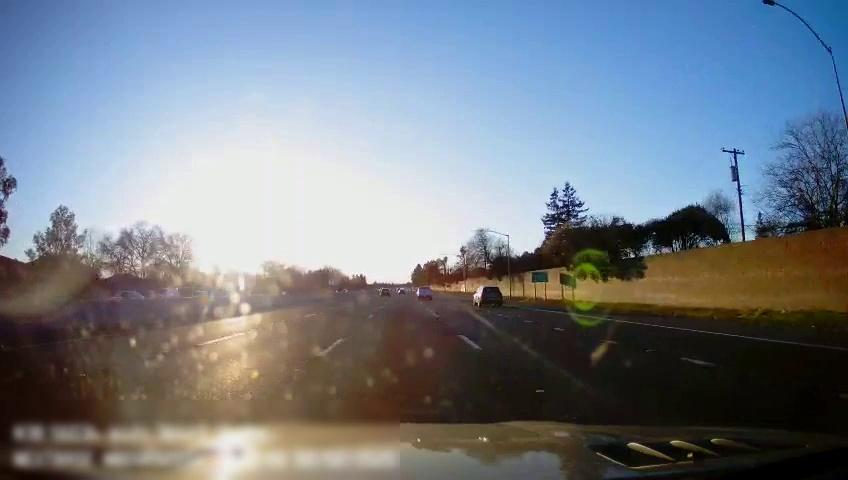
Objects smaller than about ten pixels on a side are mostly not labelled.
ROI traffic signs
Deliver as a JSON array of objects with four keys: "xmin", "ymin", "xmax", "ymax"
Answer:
[{"xmin": 531, "ymin": 271, "xmax": 548, "ymax": 283}]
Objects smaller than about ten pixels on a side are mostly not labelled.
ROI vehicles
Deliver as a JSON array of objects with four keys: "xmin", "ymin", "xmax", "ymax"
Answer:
[
  {"xmin": 107, "ymin": 290, "xmax": 145, "ymax": 302},
  {"xmin": 471, "ymin": 285, "xmax": 503, "ymax": 308},
  {"xmin": 379, "ymin": 288, "xmax": 391, "ymax": 297},
  {"xmin": 415, "ymin": 287, "xmax": 433, "ymax": 301},
  {"xmin": 151, "ymin": 288, "xmax": 178, "ymax": 299}
]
